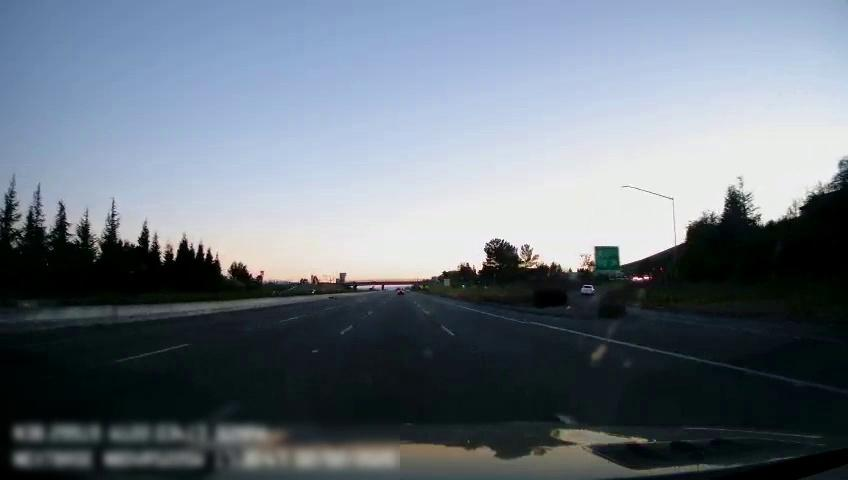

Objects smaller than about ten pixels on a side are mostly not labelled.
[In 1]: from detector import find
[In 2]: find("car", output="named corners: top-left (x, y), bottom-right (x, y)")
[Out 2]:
top-left (580, 284), bottom-right (595, 296)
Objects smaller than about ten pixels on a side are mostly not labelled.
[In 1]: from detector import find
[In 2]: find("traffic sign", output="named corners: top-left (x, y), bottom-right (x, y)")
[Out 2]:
top-left (595, 245), bottom-right (622, 274)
